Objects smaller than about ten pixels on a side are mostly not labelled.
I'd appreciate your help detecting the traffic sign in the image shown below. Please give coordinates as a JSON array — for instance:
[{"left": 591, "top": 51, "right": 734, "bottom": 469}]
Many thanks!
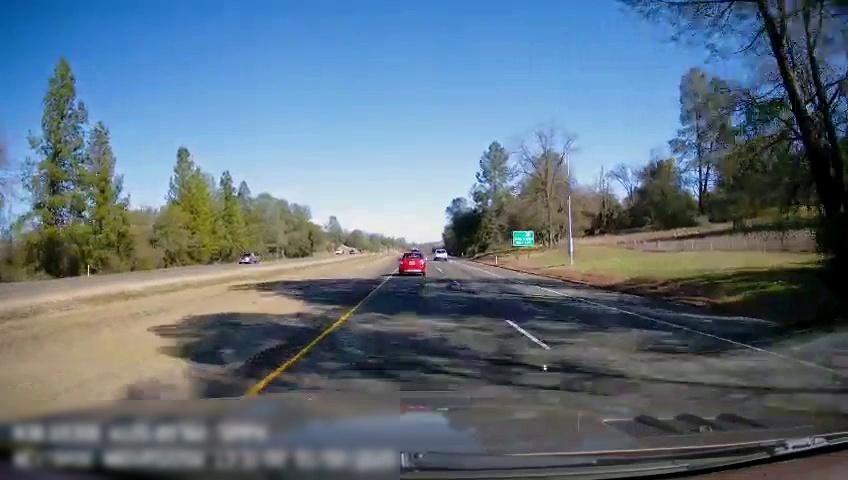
[{"left": 512, "top": 230, "right": 535, "bottom": 247}]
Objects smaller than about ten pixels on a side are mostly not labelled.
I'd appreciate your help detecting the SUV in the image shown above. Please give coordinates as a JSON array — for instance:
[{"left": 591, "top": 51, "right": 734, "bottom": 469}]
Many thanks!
[{"left": 433, "top": 249, "right": 448, "bottom": 261}]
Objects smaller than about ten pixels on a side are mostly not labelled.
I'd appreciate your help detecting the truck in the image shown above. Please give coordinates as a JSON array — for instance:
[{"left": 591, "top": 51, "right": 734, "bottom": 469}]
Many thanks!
[{"left": 237, "top": 251, "right": 261, "bottom": 265}]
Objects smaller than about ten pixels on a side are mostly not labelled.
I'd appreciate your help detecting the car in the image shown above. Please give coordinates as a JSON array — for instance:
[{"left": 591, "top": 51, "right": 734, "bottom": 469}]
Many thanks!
[{"left": 398, "top": 251, "right": 428, "bottom": 276}]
